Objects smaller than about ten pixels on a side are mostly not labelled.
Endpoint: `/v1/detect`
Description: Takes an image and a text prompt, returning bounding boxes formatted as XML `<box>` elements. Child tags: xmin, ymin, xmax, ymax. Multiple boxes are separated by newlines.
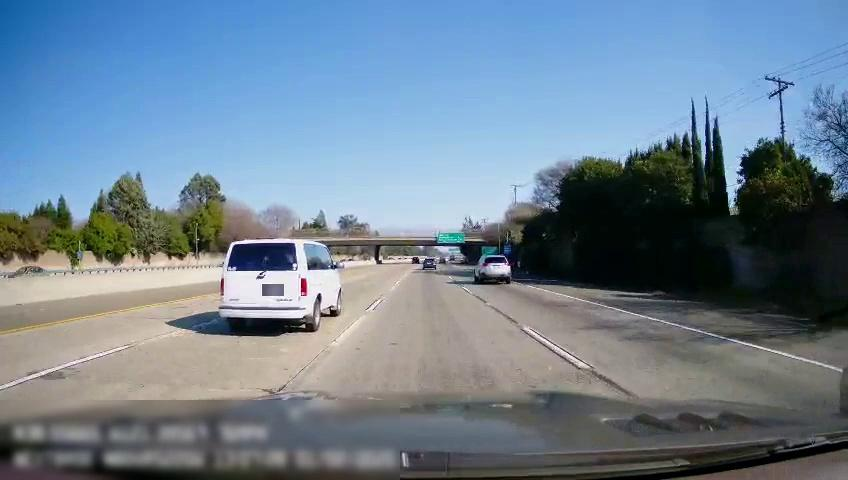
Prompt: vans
<box><xmin>218</xmin><ymin>238</ymin><xmax>345</xmax><ymax>333</ymax></box>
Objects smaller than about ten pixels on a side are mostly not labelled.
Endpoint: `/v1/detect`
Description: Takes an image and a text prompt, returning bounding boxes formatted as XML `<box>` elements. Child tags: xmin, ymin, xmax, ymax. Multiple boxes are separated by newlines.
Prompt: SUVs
<box><xmin>472</xmin><ymin>254</ymin><xmax>512</xmax><ymax>284</ymax></box>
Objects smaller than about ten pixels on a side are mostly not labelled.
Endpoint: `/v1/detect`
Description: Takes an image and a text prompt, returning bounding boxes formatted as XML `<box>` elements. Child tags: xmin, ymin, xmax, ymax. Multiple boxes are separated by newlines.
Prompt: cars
<box><xmin>13</xmin><ymin>266</ymin><xmax>48</xmax><ymax>275</ymax></box>
<box><xmin>422</xmin><ymin>257</ymin><xmax>437</xmax><ymax>270</ymax></box>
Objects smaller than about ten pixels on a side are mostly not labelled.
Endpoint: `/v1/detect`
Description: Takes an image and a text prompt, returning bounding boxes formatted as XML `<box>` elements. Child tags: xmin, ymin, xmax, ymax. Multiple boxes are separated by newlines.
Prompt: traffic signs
<box><xmin>436</xmin><ymin>231</ymin><xmax>465</xmax><ymax>244</ymax></box>
<box><xmin>481</xmin><ymin>246</ymin><xmax>499</xmax><ymax>255</ymax></box>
